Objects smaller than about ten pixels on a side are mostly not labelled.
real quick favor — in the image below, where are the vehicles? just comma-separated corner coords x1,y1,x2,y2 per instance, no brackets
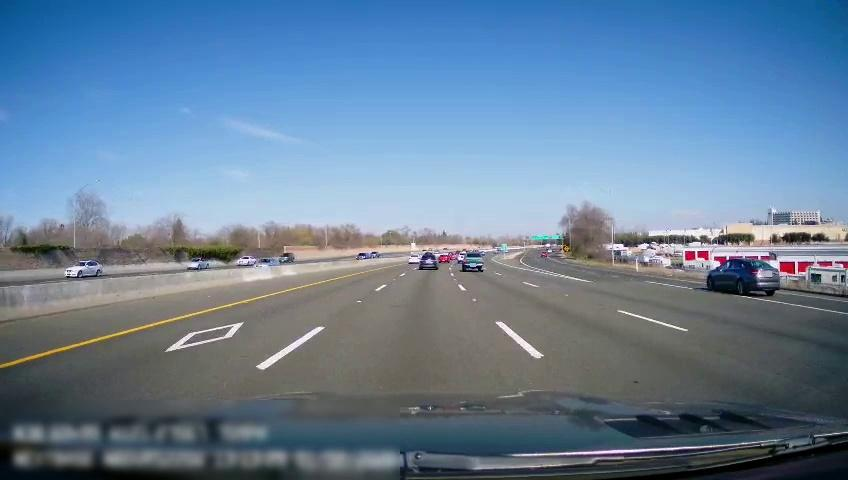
252,258,280,269
353,252,373,261
64,260,104,279
276,252,295,264
365,250,383,259
457,251,466,265
236,255,257,266
408,253,423,264
461,253,484,273
186,257,210,271
438,254,451,264
705,258,781,297
418,254,439,271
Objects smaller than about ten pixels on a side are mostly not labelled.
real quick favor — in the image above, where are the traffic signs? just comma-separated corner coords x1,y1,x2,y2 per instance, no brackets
532,234,549,241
